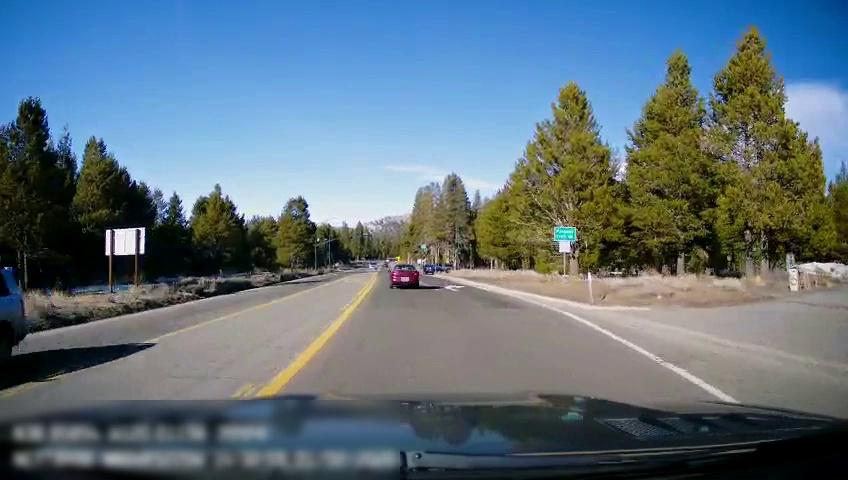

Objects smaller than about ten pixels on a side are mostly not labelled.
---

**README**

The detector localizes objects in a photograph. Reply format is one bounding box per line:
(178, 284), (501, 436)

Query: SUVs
(429, 264), (452, 274)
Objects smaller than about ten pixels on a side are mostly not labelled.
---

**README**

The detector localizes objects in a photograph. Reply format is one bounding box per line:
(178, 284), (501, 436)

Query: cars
(388, 264), (420, 289)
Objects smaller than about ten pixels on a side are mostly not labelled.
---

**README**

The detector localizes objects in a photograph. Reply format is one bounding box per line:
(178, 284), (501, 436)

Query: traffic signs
(104, 229), (145, 256)
(554, 226), (576, 242)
